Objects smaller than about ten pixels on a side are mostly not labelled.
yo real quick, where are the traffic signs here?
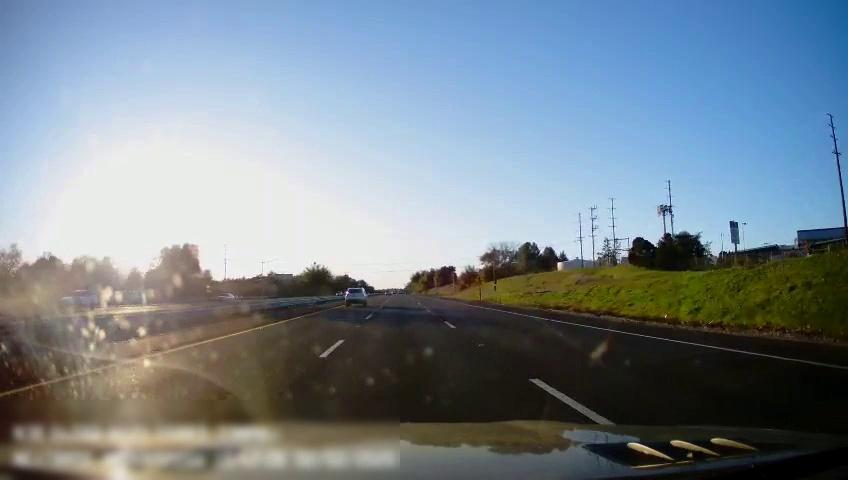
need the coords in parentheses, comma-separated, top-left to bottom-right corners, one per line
(476, 273, 484, 285)
(729, 220, 741, 244)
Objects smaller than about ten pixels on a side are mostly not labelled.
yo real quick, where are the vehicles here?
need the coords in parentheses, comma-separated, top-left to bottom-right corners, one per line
(217, 292, 234, 303)
(58, 290, 98, 310)
(344, 286, 370, 309)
